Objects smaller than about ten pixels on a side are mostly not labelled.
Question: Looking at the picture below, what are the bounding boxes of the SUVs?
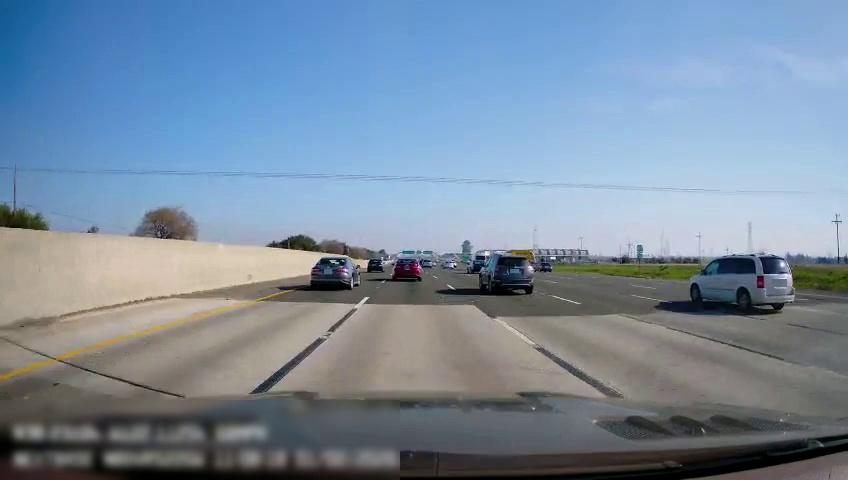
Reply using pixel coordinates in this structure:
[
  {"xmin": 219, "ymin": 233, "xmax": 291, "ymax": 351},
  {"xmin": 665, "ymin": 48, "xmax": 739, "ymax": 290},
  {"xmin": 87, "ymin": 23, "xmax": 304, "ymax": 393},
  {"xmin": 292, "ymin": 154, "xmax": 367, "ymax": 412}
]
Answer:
[
  {"xmin": 478, "ymin": 253, "xmax": 536, "ymax": 295},
  {"xmin": 367, "ymin": 259, "xmax": 385, "ymax": 273}
]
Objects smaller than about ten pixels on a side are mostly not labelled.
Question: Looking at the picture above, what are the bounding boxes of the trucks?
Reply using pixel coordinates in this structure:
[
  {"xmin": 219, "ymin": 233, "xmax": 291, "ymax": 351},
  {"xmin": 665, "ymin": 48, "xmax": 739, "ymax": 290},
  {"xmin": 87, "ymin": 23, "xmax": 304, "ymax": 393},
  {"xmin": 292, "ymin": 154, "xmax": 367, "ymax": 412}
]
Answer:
[{"xmin": 506, "ymin": 249, "xmax": 531, "ymax": 267}]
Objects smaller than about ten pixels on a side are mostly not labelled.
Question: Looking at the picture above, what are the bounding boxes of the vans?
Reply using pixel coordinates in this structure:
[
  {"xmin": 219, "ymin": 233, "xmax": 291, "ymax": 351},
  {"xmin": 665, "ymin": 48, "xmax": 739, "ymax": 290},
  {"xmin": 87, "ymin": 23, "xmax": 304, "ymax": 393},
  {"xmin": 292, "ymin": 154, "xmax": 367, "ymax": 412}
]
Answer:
[
  {"xmin": 688, "ymin": 253, "xmax": 797, "ymax": 311},
  {"xmin": 469, "ymin": 254, "xmax": 487, "ymax": 262}
]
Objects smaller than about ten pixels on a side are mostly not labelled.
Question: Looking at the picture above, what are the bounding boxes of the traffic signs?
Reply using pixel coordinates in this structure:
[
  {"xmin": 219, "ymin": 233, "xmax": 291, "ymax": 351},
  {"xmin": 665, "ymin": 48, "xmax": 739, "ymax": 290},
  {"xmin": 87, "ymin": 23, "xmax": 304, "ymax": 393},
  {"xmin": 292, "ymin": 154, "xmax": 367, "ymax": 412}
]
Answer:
[
  {"xmin": 422, "ymin": 250, "xmax": 433, "ymax": 255},
  {"xmin": 402, "ymin": 250, "xmax": 414, "ymax": 255},
  {"xmin": 636, "ymin": 244, "xmax": 644, "ymax": 260}
]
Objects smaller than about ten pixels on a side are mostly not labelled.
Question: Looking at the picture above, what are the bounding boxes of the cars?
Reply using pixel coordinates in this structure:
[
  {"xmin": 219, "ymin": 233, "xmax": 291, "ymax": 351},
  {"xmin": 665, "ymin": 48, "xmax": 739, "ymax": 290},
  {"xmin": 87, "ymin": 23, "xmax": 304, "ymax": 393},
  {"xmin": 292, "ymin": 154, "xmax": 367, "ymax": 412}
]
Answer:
[
  {"xmin": 441, "ymin": 260, "xmax": 454, "ymax": 270},
  {"xmin": 467, "ymin": 260, "xmax": 485, "ymax": 274},
  {"xmin": 310, "ymin": 257, "xmax": 361, "ymax": 291},
  {"xmin": 391, "ymin": 258, "xmax": 423, "ymax": 282},
  {"xmin": 532, "ymin": 262, "xmax": 553, "ymax": 273}
]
